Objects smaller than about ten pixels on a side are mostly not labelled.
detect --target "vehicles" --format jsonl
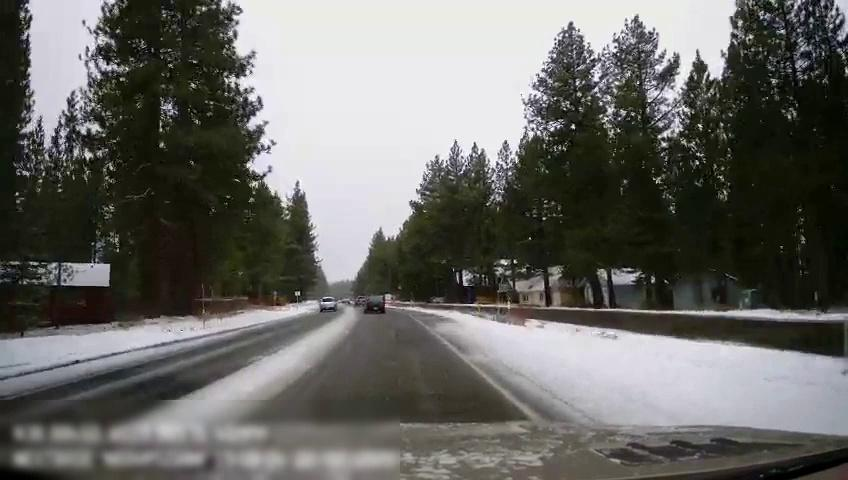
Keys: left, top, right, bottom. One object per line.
{"left": 432, "top": 297, "right": 445, "bottom": 304}
{"left": 319, "top": 296, "right": 338, "bottom": 312}
{"left": 363, "top": 295, "right": 386, "bottom": 314}
{"left": 354, "top": 295, "right": 367, "bottom": 307}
